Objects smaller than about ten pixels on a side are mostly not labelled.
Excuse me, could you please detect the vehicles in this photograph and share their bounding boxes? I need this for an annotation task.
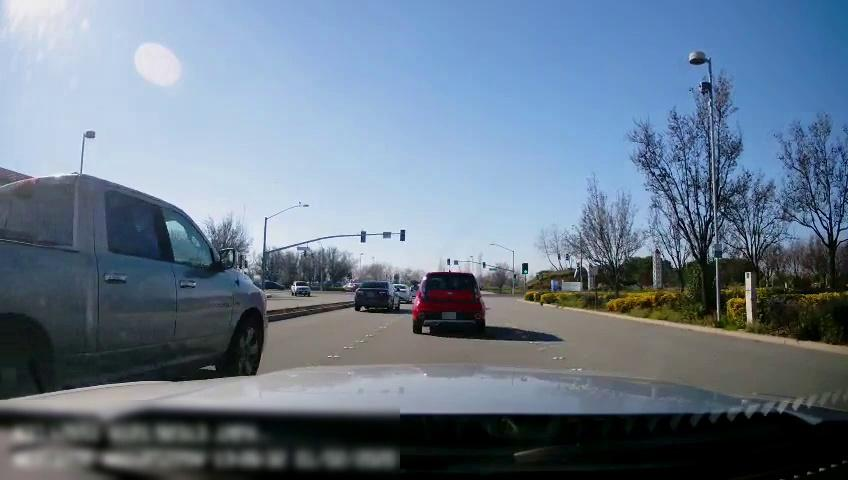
[0,173,267,401]
[408,286,420,298]
[391,284,414,305]
[354,280,401,313]
[290,281,311,296]
[412,271,485,335]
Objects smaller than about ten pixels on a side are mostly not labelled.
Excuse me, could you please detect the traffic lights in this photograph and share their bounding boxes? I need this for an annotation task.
[360,231,366,243]
[400,229,406,242]
[522,263,529,275]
